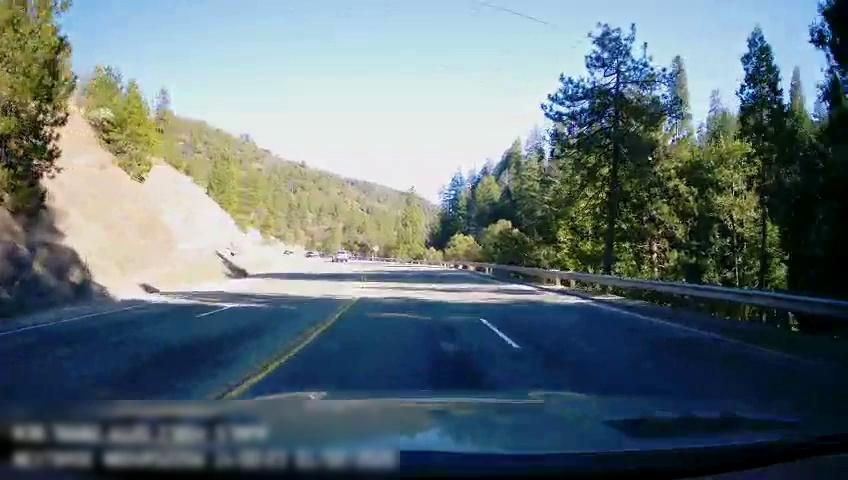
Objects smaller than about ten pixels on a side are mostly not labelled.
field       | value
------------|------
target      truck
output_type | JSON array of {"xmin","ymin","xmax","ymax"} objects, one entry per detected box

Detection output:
[{"xmin": 333, "ymin": 249, "xmax": 349, "ymax": 262}]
